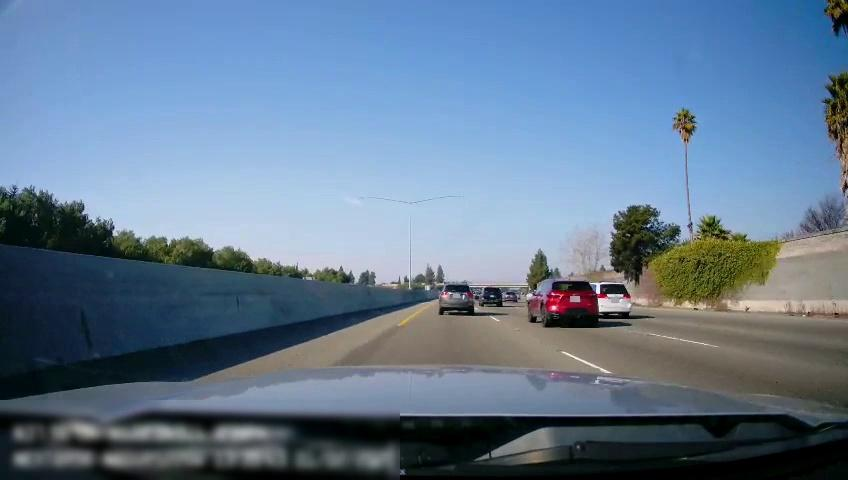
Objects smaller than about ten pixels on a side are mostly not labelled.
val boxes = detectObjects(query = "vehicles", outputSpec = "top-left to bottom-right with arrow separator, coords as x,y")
580,282 -> 633,318
469,291 -> 480,301
438,281 -> 475,316
526,278 -> 599,328
478,286 -> 503,308
501,291 -> 518,303
525,292 -> 533,303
